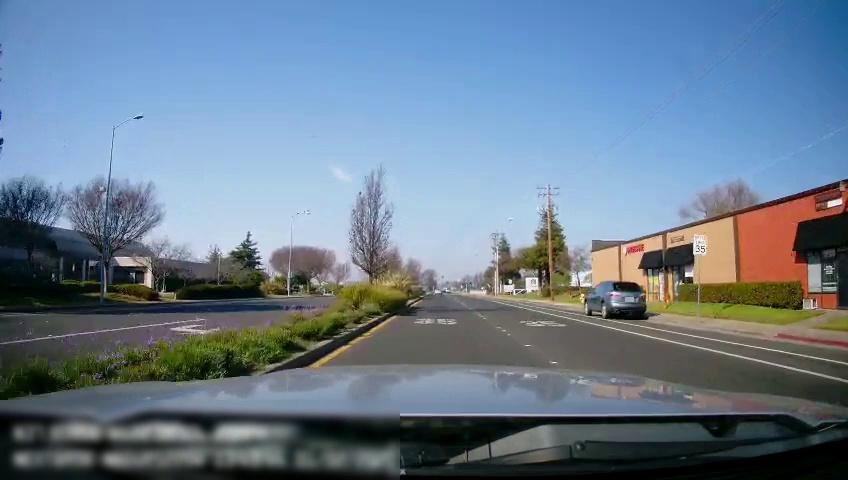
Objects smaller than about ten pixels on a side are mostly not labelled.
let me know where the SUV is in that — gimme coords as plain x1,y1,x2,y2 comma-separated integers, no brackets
583,280,646,320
